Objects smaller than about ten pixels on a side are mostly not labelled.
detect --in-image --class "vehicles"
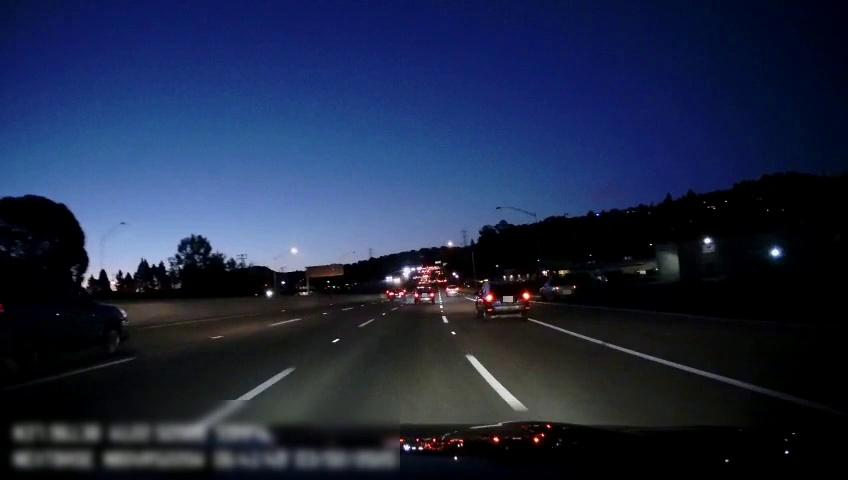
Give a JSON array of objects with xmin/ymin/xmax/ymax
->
[
  {"xmin": 0, "ymin": 265, "xmax": 129, "ymax": 393},
  {"xmin": 473, "ymin": 280, "xmax": 531, "ymax": 321},
  {"xmin": 446, "ymin": 285, "xmax": 460, "ymax": 297},
  {"xmin": 539, "ymin": 280, "xmax": 577, "ymax": 303},
  {"xmin": 414, "ymin": 288, "xmax": 436, "ymax": 305},
  {"xmin": 389, "ymin": 287, "xmax": 407, "ymax": 302}
]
